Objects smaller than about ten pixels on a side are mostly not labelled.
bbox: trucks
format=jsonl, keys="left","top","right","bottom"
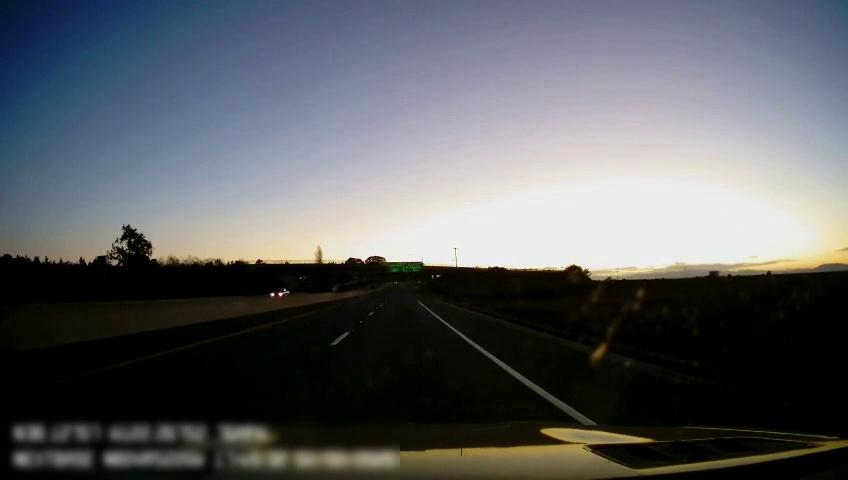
{"left": 269, "top": 287, "right": 290, "bottom": 297}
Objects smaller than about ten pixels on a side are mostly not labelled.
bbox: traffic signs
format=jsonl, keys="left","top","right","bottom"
{"left": 403, "top": 261, "right": 424, "bottom": 273}
{"left": 387, "top": 262, "right": 404, "bottom": 273}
